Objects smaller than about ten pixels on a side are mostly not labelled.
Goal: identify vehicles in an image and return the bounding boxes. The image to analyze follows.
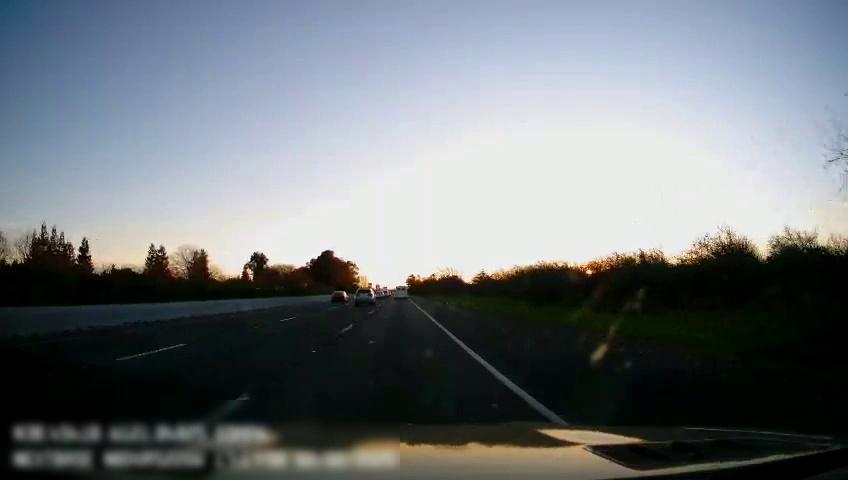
[354,287,376,307]
[331,290,349,304]
[375,290,385,299]
[394,285,409,300]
